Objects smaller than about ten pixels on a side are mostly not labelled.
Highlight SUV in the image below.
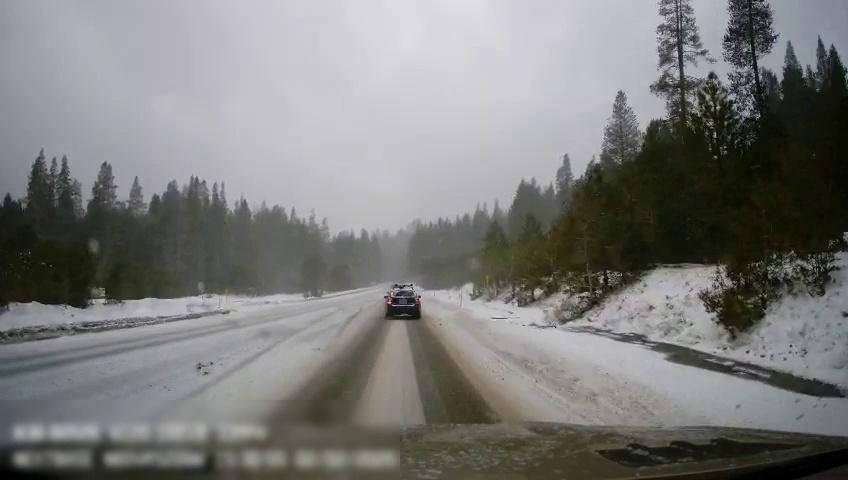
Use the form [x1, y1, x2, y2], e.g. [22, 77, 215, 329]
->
[383, 282, 422, 320]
